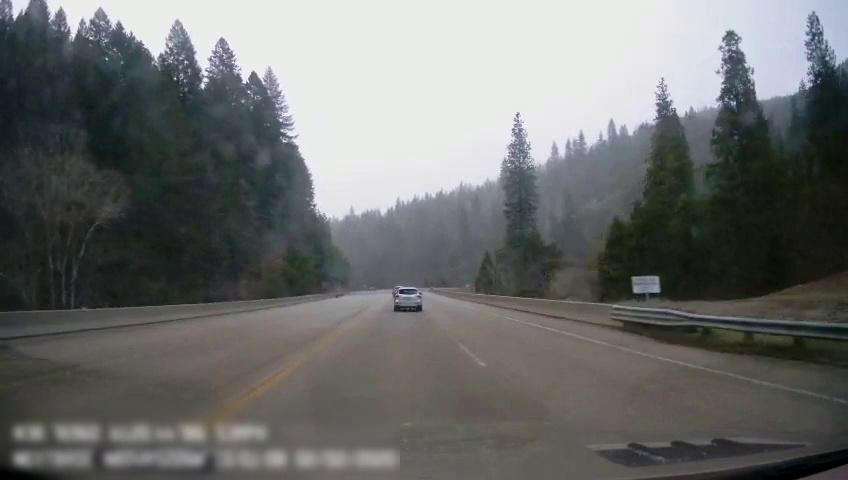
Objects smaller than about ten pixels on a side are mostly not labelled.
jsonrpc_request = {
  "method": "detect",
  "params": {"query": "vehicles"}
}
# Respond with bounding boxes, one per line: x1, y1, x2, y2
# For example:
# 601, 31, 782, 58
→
392, 286, 404, 296
393, 287, 423, 312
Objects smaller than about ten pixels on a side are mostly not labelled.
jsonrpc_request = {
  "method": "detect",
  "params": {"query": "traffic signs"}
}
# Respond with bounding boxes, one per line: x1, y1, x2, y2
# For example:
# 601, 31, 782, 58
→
632, 276, 660, 294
